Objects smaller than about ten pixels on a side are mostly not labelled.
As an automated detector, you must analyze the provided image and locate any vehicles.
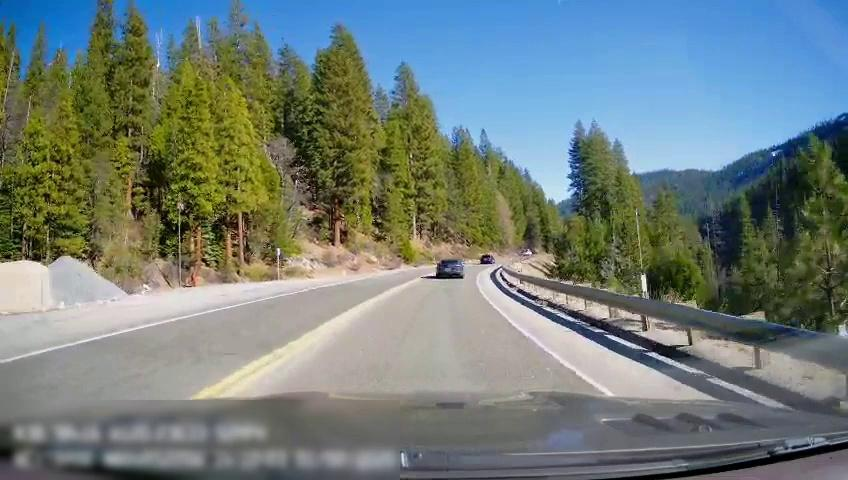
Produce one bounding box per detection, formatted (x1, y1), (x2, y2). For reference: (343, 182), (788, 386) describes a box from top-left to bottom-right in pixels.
(436, 256), (464, 279)
(521, 248), (534, 257)
(480, 252), (495, 264)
